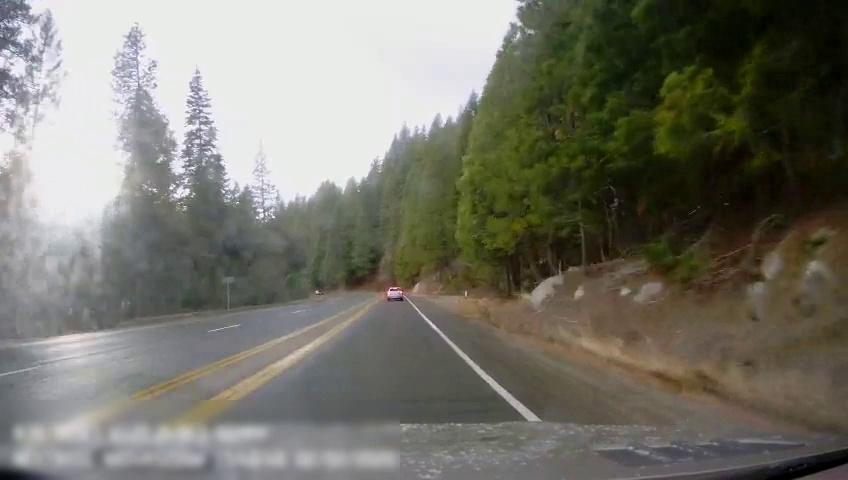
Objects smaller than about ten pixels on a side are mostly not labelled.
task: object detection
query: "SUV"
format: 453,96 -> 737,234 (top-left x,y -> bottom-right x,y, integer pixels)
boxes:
386,286 -> 404,301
